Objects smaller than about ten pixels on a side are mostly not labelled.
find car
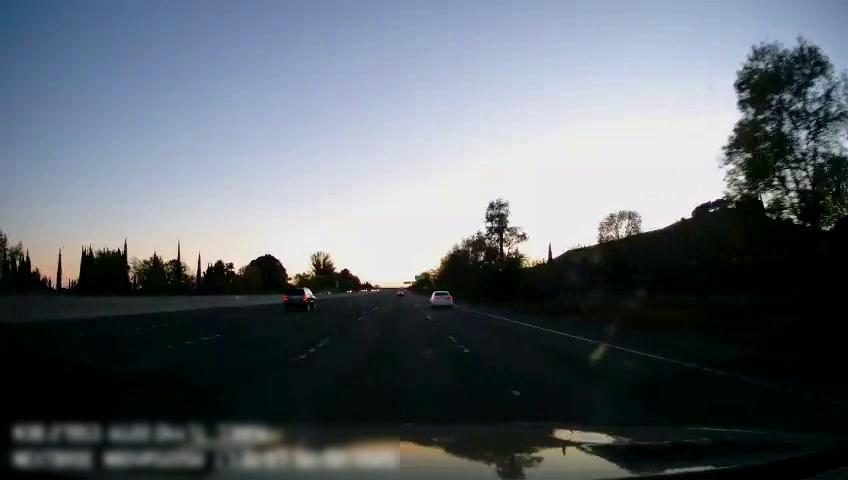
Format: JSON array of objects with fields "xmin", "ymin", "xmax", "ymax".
[{"xmin": 429, "ymin": 291, "xmax": 452, "ymax": 308}]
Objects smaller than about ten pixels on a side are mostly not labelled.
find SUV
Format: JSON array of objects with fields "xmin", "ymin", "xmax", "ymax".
[{"xmin": 283, "ymin": 287, "xmax": 317, "ymax": 312}]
